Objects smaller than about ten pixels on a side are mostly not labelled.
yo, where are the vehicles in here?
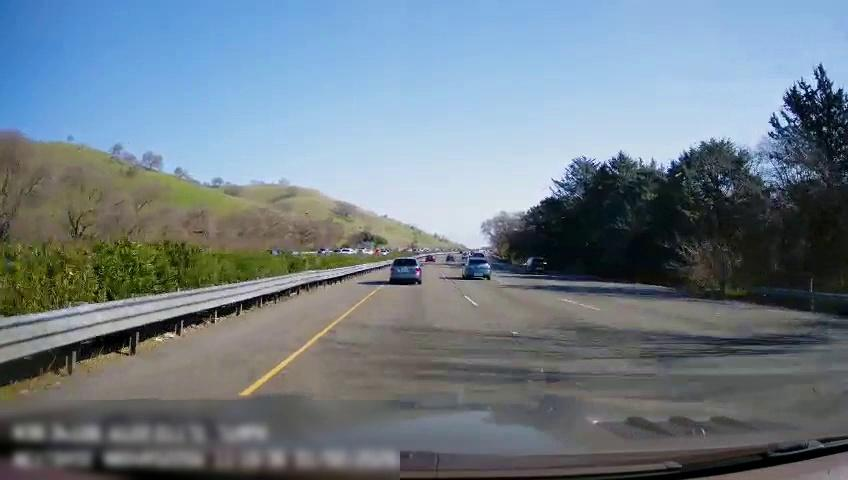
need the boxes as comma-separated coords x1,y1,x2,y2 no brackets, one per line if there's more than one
446,253,455,262
460,257,491,280
425,255,436,263
472,252,484,258
522,256,549,276
389,257,424,285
